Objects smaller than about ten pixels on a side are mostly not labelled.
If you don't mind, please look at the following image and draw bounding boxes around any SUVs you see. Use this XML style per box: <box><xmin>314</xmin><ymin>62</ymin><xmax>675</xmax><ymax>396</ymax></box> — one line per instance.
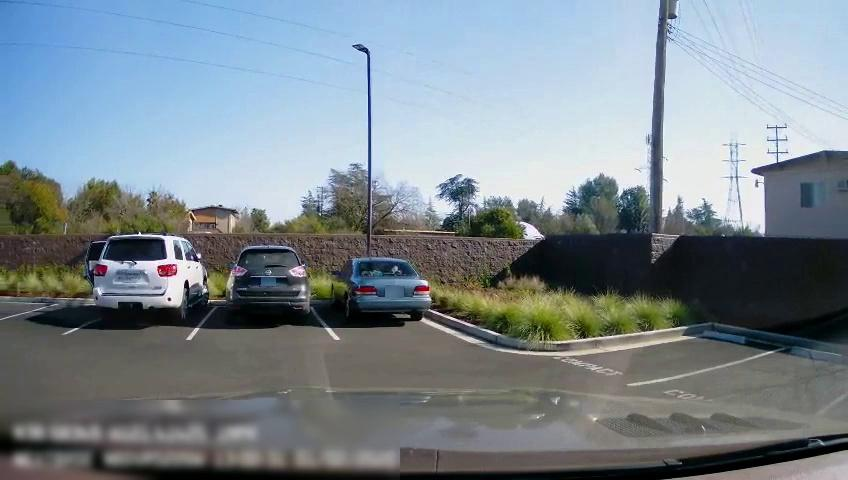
<box><xmin>225</xmin><ymin>245</ymin><xmax>310</xmax><ymax>324</ymax></box>
<box><xmin>83</xmin><ymin>235</ymin><xmax>210</xmax><ymax>324</ymax></box>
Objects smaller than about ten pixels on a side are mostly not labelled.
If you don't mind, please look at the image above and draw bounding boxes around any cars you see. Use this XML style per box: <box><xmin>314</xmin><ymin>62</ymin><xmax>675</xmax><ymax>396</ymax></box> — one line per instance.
<box><xmin>331</xmin><ymin>257</ymin><xmax>432</xmax><ymax>323</ymax></box>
